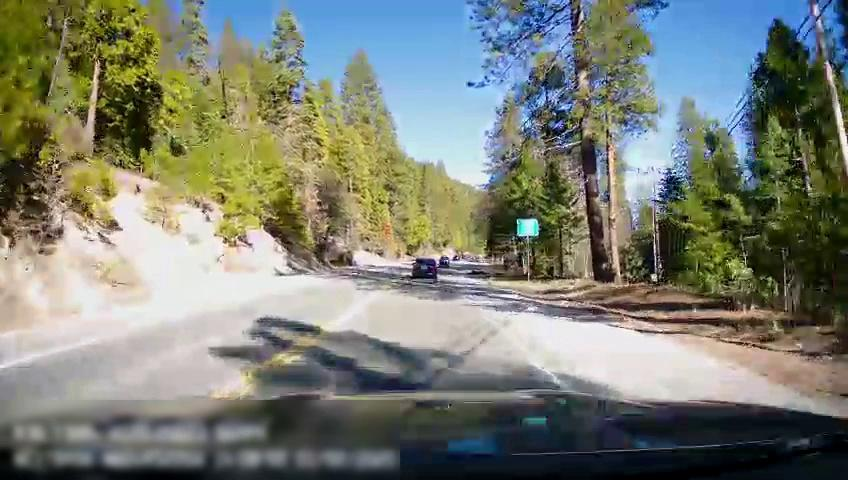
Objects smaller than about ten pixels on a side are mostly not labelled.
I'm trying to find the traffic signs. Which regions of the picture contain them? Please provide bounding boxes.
[516,218,540,237]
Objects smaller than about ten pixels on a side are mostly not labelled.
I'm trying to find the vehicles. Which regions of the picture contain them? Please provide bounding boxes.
[411,258,438,280]
[438,255,450,268]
